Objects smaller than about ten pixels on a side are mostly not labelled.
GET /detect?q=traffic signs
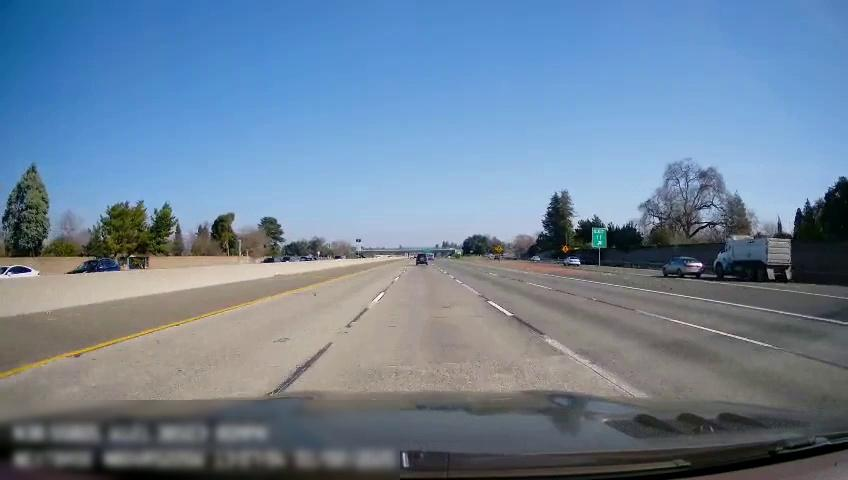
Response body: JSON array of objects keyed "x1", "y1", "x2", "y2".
[{"x1": 591, "y1": 227, "x2": 608, "y2": 249}]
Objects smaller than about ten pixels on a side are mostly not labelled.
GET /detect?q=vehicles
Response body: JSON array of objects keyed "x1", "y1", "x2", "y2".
[
  {"x1": 415, "y1": 252, "x2": 427, "y2": 265},
  {"x1": 712, "y1": 236, "x2": 794, "y2": 282},
  {"x1": 530, "y1": 255, "x2": 540, "y2": 262},
  {"x1": 661, "y1": 256, "x2": 704, "y2": 279},
  {"x1": 563, "y1": 256, "x2": 581, "y2": 266},
  {"x1": 0, "y1": 265, "x2": 41, "y2": 279},
  {"x1": 67, "y1": 259, "x2": 122, "y2": 274}
]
